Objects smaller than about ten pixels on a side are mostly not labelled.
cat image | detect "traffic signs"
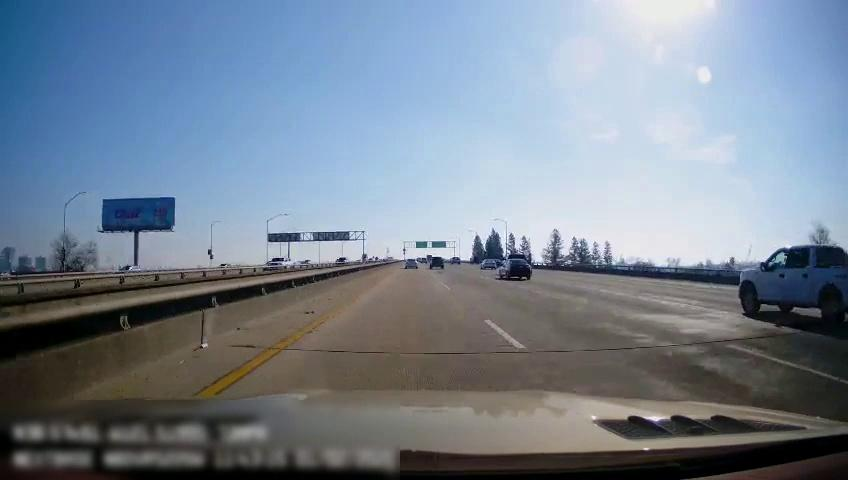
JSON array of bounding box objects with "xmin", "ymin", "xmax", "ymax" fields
[
  {"xmin": 415, "ymin": 241, "xmax": 427, "ymax": 249},
  {"xmin": 310, "ymin": 231, "xmax": 350, "ymax": 241},
  {"xmin": 267, "ymin": 232, "xmax": 301, "ymax": 242},
  {"xmin": 432, "ymin": 241, "xmax": 447, "ymax": 249}
]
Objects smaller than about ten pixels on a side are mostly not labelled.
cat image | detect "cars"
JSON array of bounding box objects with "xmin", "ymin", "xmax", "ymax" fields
[
  {"xmin": 118, "ymin": 264, "xmax": 144, "ymax": 274},
  {"xmin": 480, "ymin": 258, "xmax": 497, "ymax": 271},
  {"xmin": 405, "ymin": 258, "xmax": 419, "ymax": 269},
  {"xmin": 497, "ymin": 258, "xmax": 532, "ymax": 280},
  {"xmin": 263, "ymin": 256, "xmax": 298, "ymax": 272}
]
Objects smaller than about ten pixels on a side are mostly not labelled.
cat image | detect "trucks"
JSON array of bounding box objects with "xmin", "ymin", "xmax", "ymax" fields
[
  {"xmin": 737, "ymin": 244, "xmax": 848, "ymax": 327},
  {"xmin": 506, "ymin": 253, "xmax": 527, "ymax": 262},
  {"xmin": 429, "ymin": 257, "xmax": 444, "ymax": 269}
]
